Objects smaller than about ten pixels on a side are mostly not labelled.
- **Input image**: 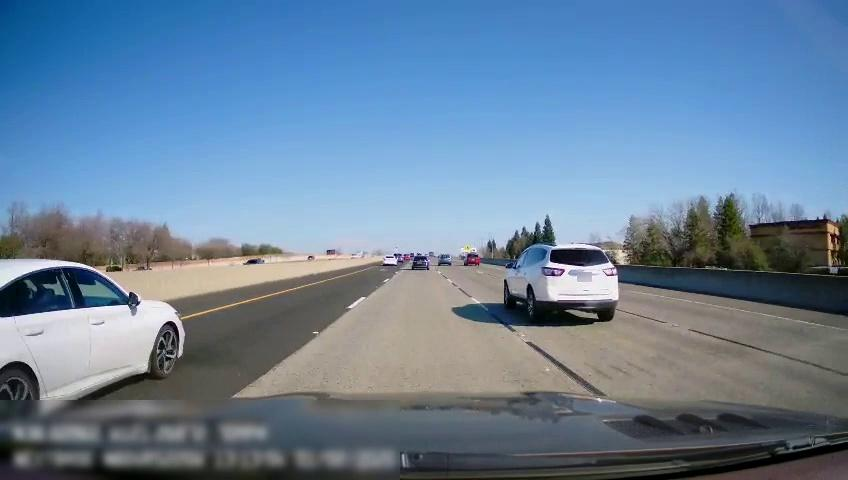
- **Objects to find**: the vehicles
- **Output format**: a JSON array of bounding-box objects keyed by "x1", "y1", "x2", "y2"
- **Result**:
[
  {"x1": 503, "y1": 242, "x2": 620, "y2": 322},
  {"x1": 393, "y1": 253, "x2": 404, "y2": 264},
  {"x1": 382, "y1": 255, "x2": 398, "y2": 266},
  {"x1": 0, "y1": 256, "x2": 188, "y2": 423},
  {"x1": 242, "y1": 258, "x2": 265, "y2": 266},
  {"x1": 462, "y1": 252, "x2": 481, "y2": 267},
  {"x1": 437, "y1": 253, "x2": 452, "y2": 266},
  {"x1": 411, "y1": 255, "x2": 430, "y2": 271}
]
